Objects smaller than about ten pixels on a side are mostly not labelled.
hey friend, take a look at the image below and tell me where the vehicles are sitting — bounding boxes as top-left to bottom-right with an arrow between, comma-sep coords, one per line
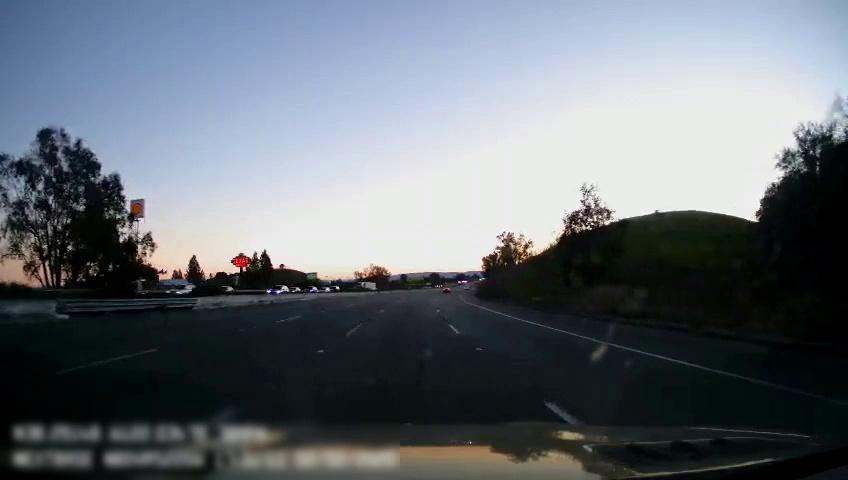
218,286 -> 235,296
265,285 -> 289,295
355,282 -> 377,291
319,286 -> 331,293
288,286 -> 302,294
304,286 -> 320,294
166,283 -> 195,297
